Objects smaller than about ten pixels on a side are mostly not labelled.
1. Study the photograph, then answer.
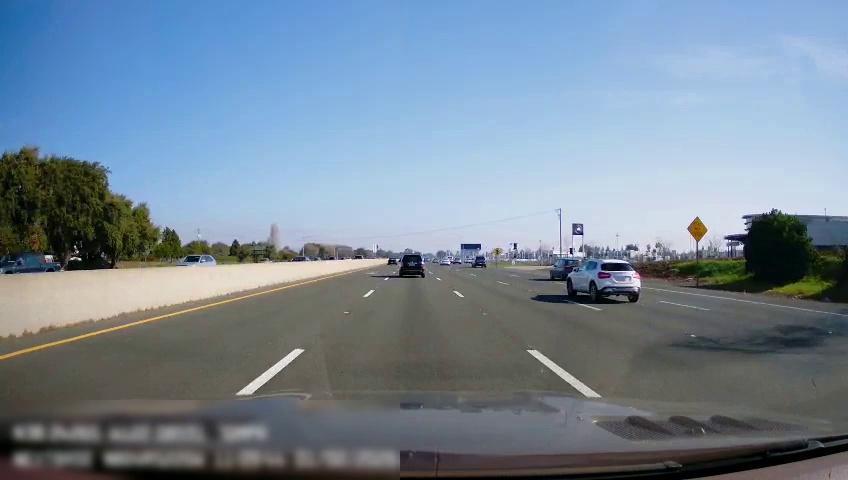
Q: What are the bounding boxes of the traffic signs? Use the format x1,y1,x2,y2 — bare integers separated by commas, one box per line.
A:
251,244,265,251
251,250,265,256
686,216,708,242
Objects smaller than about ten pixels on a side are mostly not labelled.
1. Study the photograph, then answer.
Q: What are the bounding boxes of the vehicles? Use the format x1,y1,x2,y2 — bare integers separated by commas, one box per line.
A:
387,257,398,266
549,256,583,281
472,255,487,268
565,256,643,303
290,255,312,263
0,251,65,275
398,254,426,279
255,257,273,264
175,254,217,267
440,258,451,266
